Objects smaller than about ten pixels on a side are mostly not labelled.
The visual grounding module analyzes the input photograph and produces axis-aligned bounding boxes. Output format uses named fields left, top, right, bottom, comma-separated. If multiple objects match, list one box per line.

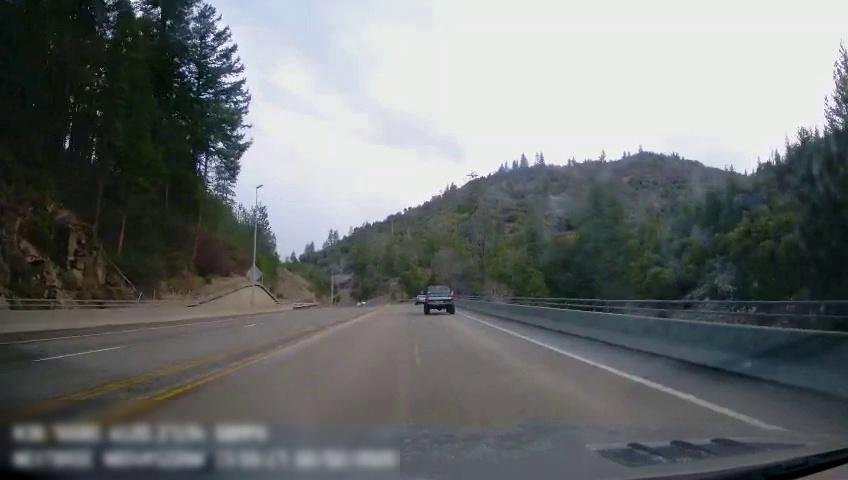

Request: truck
left=424, top=285, right=456, bottom=315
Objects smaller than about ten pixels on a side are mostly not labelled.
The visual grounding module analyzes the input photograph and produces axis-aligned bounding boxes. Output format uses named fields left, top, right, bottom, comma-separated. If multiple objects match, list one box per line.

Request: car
left=415, top=294, right=426, bottom=305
